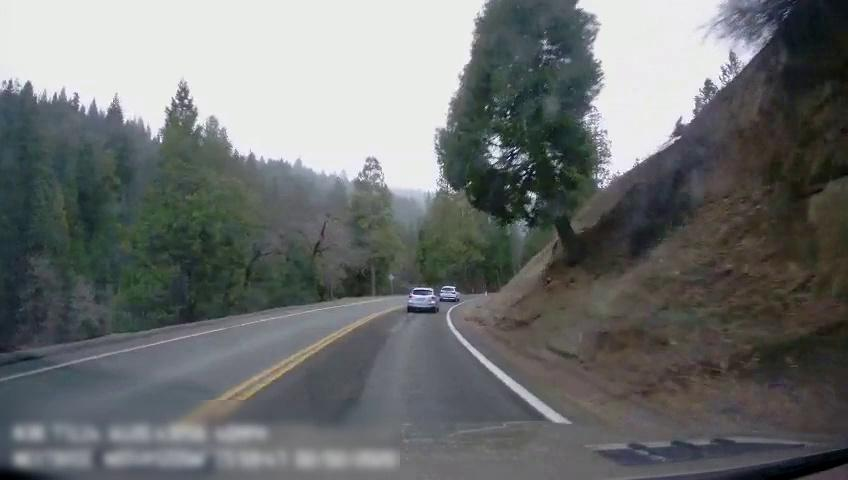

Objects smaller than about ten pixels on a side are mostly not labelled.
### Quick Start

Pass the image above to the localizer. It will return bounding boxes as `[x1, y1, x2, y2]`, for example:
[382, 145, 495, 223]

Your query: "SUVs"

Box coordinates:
[407, 288, 439, 313]
[439, 286, 460, 302]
